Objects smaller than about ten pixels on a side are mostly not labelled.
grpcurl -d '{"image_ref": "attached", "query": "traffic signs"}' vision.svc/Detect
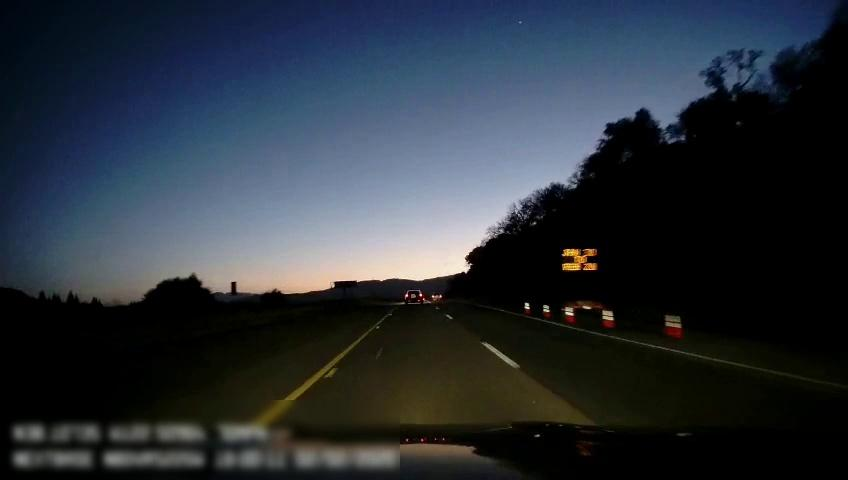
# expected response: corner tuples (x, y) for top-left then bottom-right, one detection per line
(562, 248), (600, 273)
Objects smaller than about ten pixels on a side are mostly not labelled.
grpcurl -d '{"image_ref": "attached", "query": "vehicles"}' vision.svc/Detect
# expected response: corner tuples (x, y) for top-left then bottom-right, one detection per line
(405, 290), (423, 305)
(431, 292), (444, 302)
